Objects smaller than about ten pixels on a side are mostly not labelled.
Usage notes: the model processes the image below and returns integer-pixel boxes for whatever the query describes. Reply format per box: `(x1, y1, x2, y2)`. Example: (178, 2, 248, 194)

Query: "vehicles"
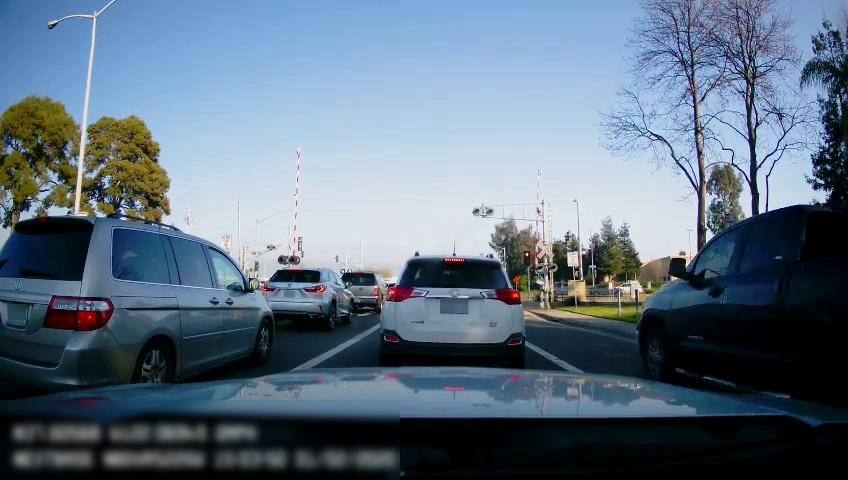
(380, 251, 526, 363)
(553, 280, 569, 298)
(0, 212, 276, 393)
(588, 283, 620, 296)
(262, 266, 354, 330)
(638, 204, 848, 409)
(615, 282, 645, 295)
(340, 270, 388, 314)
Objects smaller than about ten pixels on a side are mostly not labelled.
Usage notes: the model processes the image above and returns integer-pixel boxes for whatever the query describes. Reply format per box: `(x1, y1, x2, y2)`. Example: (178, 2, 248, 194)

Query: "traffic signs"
(567, 251, 579, 267)
(536, 239, 555, 260)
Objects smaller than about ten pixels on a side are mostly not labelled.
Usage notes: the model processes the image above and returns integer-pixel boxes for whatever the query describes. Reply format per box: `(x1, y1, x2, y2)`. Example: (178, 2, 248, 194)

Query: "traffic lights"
(523, 251, 531, 265)
(297, 237, 304, 252)
(563, 230, 570, 245)
(288, 255, 300, 265)
(277, 255, 289, 265)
